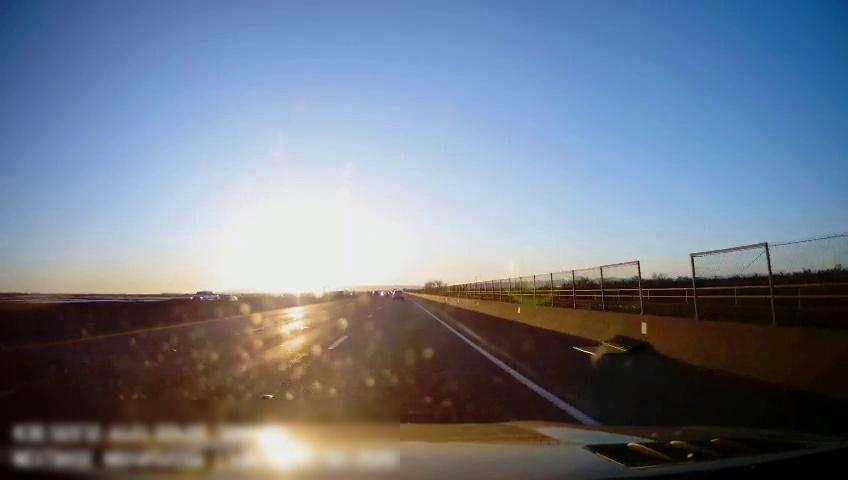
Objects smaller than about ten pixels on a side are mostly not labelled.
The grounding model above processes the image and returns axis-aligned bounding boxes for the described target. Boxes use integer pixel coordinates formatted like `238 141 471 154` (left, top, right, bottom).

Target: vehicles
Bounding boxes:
392 289 405 301
217 295 239 303
189 290 220 303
